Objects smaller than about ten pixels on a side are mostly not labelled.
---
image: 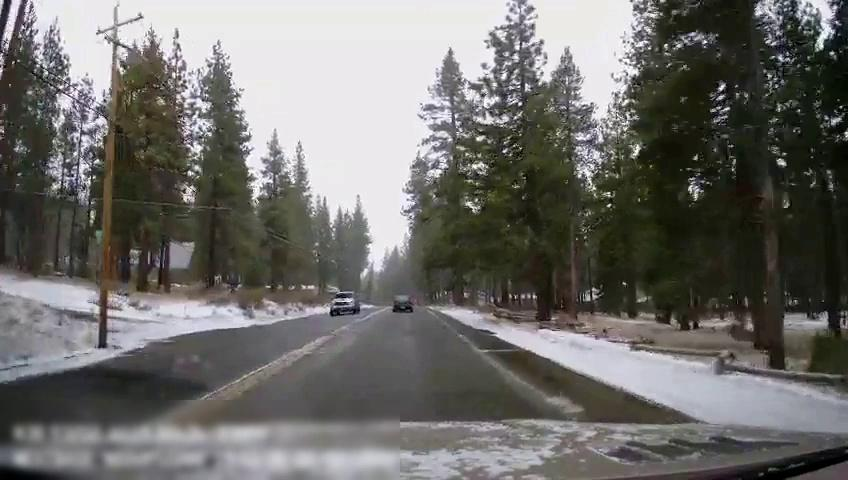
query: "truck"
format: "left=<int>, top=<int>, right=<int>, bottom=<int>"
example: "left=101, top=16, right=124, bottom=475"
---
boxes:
left=328, top=291, right=362, bottom=317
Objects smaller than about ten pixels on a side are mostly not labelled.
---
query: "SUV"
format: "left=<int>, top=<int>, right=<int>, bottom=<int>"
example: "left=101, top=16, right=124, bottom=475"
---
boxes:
left=391, top=293, right=414, bottom=313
